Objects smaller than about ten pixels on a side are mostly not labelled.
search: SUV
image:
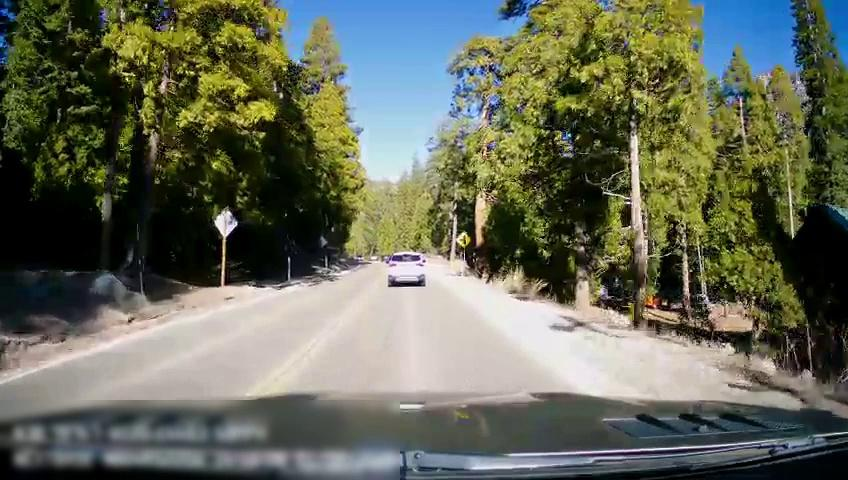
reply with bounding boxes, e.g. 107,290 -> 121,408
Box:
386,251 -> 427,288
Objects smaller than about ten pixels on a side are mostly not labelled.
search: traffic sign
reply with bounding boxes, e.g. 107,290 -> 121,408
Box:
456,231 -> 472,248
